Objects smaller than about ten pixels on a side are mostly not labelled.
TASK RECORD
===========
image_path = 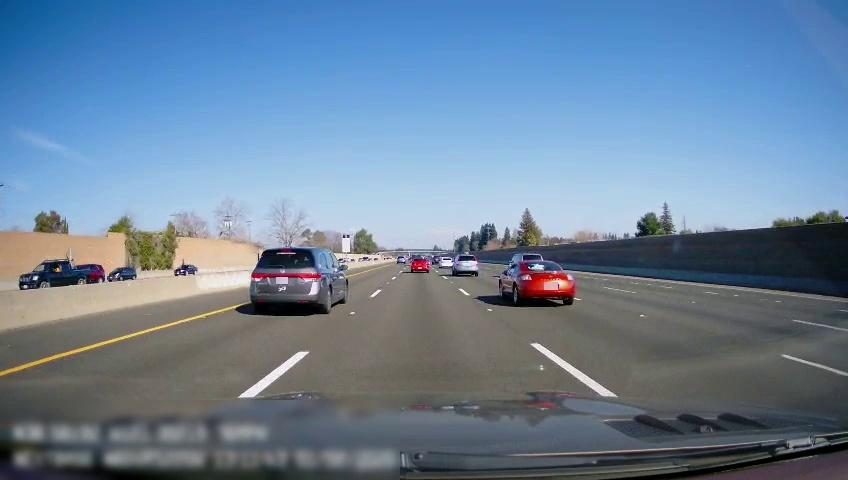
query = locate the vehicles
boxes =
[72,264,105,284]
[409,256,430,274]
[174,264,197,276]
[450,254,480,277]
[497,259,577,306]
[18,259,92,290]
[250,246,349,316]
[105,266,137,283]
[439,256,453,269]
[507,253,545,266]
[431,255,440,264]
[395,255,407,265]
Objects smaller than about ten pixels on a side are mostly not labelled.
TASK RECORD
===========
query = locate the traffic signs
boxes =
[342,234,351,253]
